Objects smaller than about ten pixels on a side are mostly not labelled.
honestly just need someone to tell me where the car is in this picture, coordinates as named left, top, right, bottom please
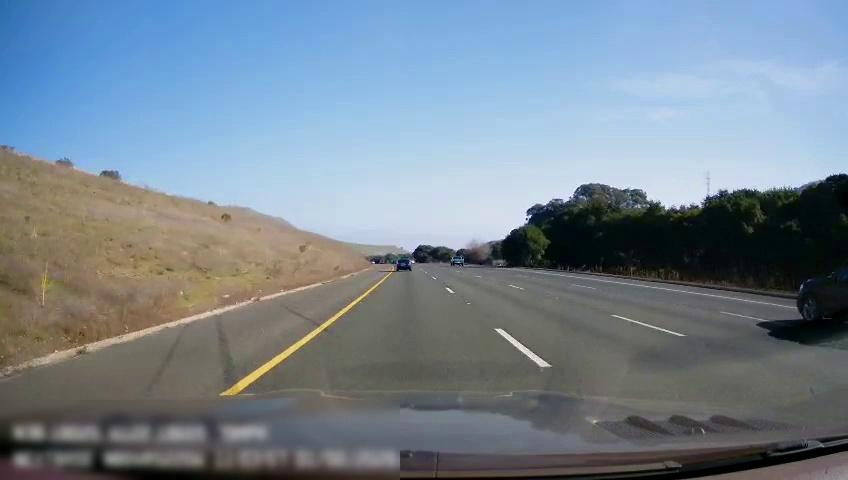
left=395, top=258, right=412, bottom=272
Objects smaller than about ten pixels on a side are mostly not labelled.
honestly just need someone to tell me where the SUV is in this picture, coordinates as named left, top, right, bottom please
left=795, top=263, right=848, bottom=323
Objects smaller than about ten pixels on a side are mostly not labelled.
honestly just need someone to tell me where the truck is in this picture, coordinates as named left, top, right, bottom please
left=449, top=255, right=465, bottom=267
